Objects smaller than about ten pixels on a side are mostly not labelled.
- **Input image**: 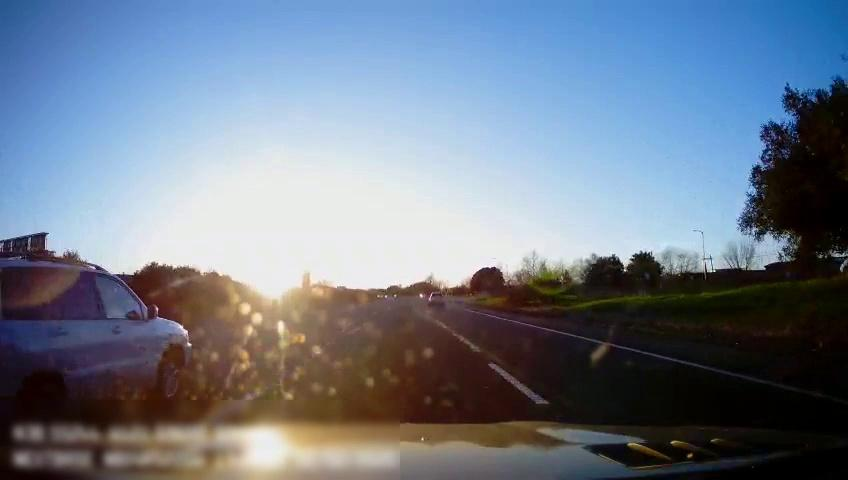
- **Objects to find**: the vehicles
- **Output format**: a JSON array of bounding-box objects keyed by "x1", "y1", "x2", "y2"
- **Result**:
[
  {"x1": 0, "y1": 252, "x2": 193, "y2": 435},
  {"x1": 429, "y1": 291, "x2": 445, "y2": 305}
]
